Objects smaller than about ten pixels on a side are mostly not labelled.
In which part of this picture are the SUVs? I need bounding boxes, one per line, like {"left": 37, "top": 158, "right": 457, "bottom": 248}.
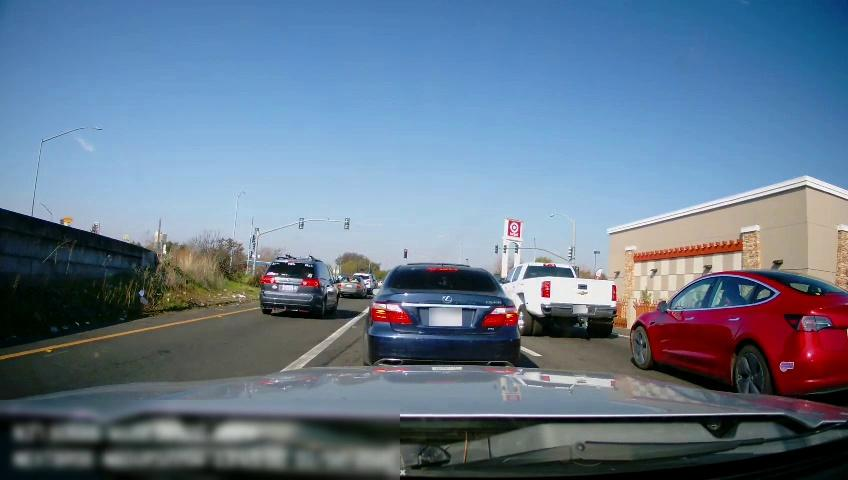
{"left": 353, "top": 272, "right": 376, "bottom": 296}
{"left": 257, "top": 253, "right": 342, "bottom": 319}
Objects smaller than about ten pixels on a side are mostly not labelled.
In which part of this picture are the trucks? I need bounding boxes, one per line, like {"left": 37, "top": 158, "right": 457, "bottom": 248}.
{"left": 492, "top": 262, "right": 618, "bottom": 337}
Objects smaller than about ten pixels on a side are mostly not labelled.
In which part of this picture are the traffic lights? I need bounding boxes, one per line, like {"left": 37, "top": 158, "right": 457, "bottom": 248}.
{"left": 343, "top": 217, "right": 350, "bottom": 231}
{"left": 494, "top": 244, "right": 499, "bottom": 255}
{"left": 403, "top": 248, "right": 408, "bottom": 260}
{"left": 567, "top": 247, "right": 573, "bottom": 261}
{"left": 297, "top": 217, "right": 305, "bottom": 230}
{"left": 513, "top": 242, "right": 519, "bottom": 256}
{"left": 502, "top": 243, "right": 507, "bottom": 255}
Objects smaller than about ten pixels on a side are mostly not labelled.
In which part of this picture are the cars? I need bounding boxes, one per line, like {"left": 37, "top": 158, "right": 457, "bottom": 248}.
{"left": 628, "top": 267, "right": 848, "bottom": 408}
{"left": 361, "top": 262, "right": 522, "bottom": 367}
{"left": 335, "top": 274, "right": 370, "bottom": 300}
